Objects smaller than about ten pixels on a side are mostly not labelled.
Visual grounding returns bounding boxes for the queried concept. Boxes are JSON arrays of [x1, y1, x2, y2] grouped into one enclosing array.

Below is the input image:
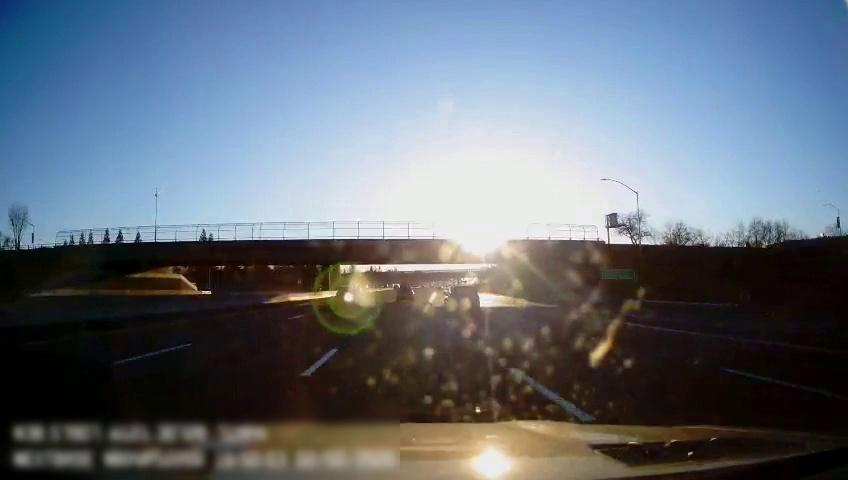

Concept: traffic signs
[[600, 268, 633, 280]]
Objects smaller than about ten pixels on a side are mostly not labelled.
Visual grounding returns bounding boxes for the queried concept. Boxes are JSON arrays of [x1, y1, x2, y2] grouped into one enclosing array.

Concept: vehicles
[[393, 283, 400, 290], [396, 284, 415, 302], [444, 285, 481, 316], [333, 286, 370, 315]]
